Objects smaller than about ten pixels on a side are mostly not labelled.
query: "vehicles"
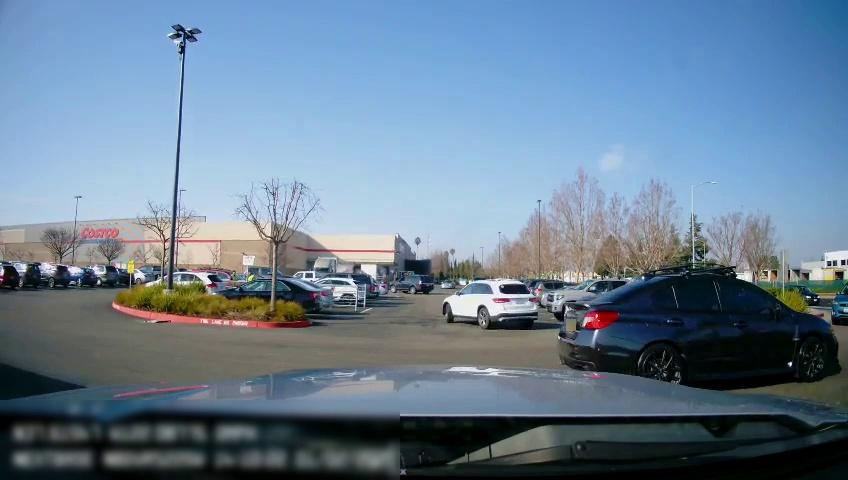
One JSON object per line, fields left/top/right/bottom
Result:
{"left": 524, "top": 277, "right": 551, "bottom": 291}
{"left": 320, "top": 272, "right": 379, "bottom": 308}
{"left": 133, "top": 269, "right": 148, "bottom": 286}
{"left": 531, "top": 279, "right": 580, "bottom": 298}
{"left": 90, "top": 264, "right": 123, "bottom": 288}
{"left": 0, "top": 261, "right": 23, "bottom": 291}
{"left": 314, "top": 276, "right": 359, "bottom": 308}
{"left": 6, "top": 261, "right": 45, "bottom": 291}
{"left": 397, "top": 272, "right": 437, "bottom": 295}
{"left": 440, "top": 279, "right": 456, "bottom": 290}
{"left": 143, "top": 271, "right": 233, "bottom": 297}
{"left": 221, "top": 274, "right": 327, "bottom": 316}
{"left": 307, "top": 281, "right": 338, "bottom": 313}
{"left": 540, "top": 288, "right": 563, "bottom": 310}
{"left": 118, "top": 268, "right": 136, "bottom": 288}
{"left": 39, "top": 261, "right": 72, "bottom": 289}
{"left": 545, "top": 277, "right": 631, "bottom": 322}
{"left": 68, "top": 265, "right": 99, "bottom": 289}
{"left": 557, "top": 261, "right": 841, "bottom": 385}
{"left": 441, "top": 278, "right": 541, "bottom": 331}
{"left": 291, "top": 271, "right": 316, "bottom": 284}
{"left": 311, "top": 253, "right": 355, "bottom": 280}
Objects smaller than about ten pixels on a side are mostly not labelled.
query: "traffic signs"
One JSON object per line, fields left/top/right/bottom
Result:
{"left": 127, "top": 259, "right": 136, "bottom": 273}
